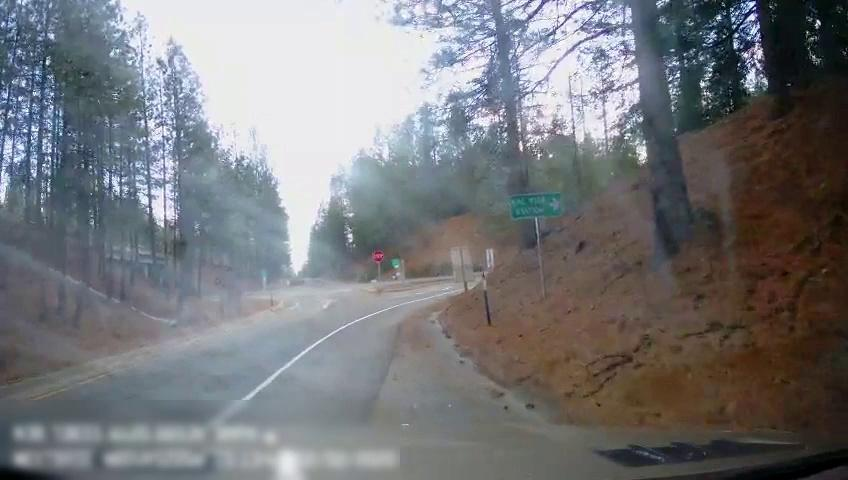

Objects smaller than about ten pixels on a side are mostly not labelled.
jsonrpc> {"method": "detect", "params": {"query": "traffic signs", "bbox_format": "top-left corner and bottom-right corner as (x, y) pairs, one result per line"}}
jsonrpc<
(391, 258), (405, 268)
(370, 249), (385, 262)
(508, 192), (566, 220)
